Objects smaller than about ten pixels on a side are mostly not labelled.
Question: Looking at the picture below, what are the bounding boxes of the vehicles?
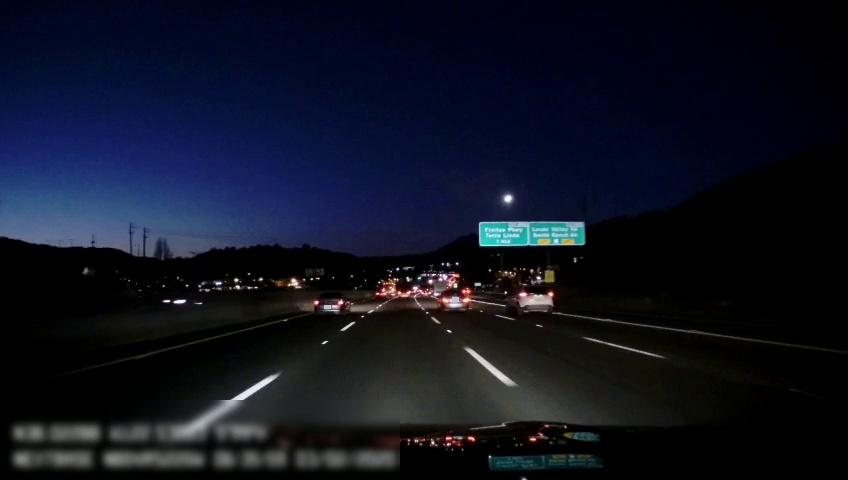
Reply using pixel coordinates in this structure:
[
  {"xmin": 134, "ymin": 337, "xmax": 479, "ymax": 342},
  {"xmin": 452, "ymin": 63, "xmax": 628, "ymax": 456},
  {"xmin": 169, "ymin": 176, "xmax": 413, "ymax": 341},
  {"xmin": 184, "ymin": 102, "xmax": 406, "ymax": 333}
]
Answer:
[
  {"xmin": 377, "ymin": 290, "xmax": 392, "ymax": 301},
  {"xmin": 397, "ymin": 289, "xmax": 411, "ymax": 301},
  {"xmin": 507, "ymin": 284, "xmax": 556, "ymax": 314},
  {"xmin": 314, "ymin": 291, "xmax": 353, "ymax": 322},
  {"xmin": 156, "ymin": 292, "xmax": 206, "ymax": 310},
  {"xmin": 438, "ymin": 289, "xmax": 468, "ymax": 312},
  {"xmin": 382, "ymin": 282, "xmax": 396, "ymax": 298}
]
